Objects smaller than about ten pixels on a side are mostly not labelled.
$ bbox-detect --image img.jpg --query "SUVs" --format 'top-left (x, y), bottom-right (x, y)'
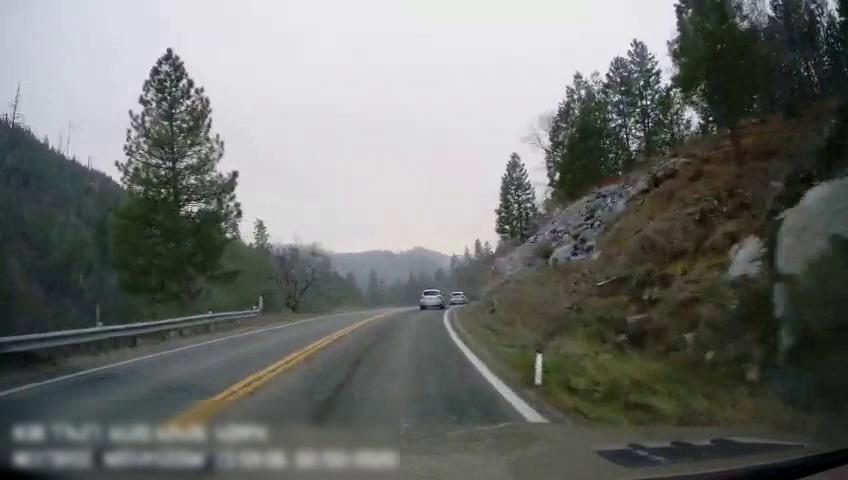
top-left (450, 291), bottom-right (468, 305)
top-left (420, 289), bottom-right (445, 310)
